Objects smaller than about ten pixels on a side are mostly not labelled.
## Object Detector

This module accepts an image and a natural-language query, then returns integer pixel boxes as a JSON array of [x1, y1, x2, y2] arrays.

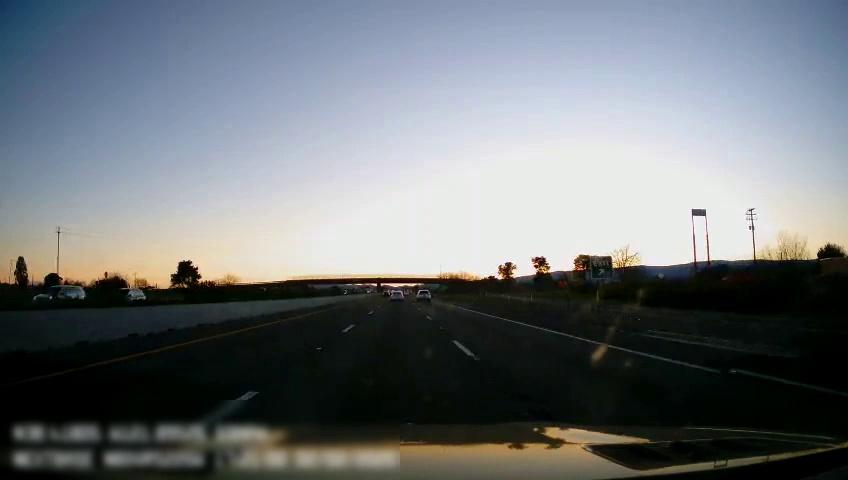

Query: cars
[[390, 290, 406, 302], [120, 287, 146, 303]]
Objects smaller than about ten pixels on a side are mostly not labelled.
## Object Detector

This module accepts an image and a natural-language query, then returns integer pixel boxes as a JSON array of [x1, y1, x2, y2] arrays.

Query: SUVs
[[415, 289, 432, 302], [31, 284, 86, 302]]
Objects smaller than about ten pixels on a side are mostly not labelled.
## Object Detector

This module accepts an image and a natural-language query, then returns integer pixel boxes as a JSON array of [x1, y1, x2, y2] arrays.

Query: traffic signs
[[590, 254, 614, 282]]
